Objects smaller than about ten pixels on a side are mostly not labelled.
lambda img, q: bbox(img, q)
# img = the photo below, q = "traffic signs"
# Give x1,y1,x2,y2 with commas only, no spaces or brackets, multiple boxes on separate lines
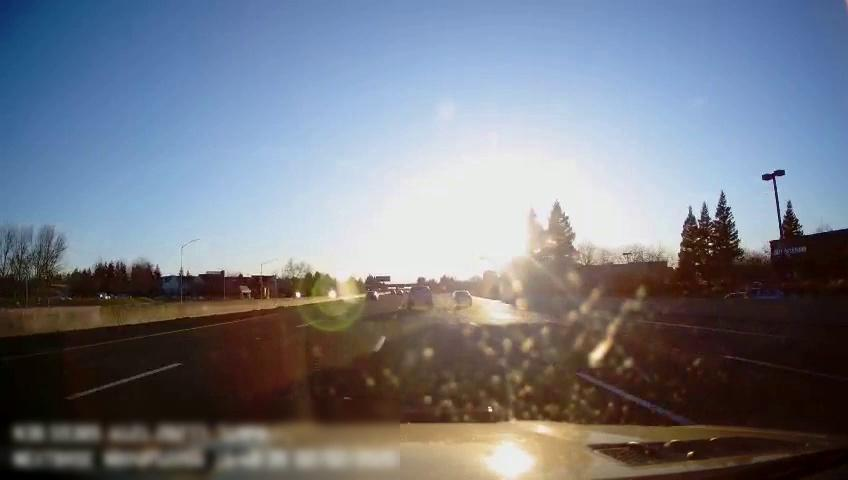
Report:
376,276,390,282
513,254,544,269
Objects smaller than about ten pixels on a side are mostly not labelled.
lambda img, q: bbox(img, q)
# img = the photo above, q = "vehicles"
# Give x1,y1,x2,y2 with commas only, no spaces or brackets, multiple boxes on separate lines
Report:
452,290,472,307
407,287,432,307
364,290,378,301
725,284,785,303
